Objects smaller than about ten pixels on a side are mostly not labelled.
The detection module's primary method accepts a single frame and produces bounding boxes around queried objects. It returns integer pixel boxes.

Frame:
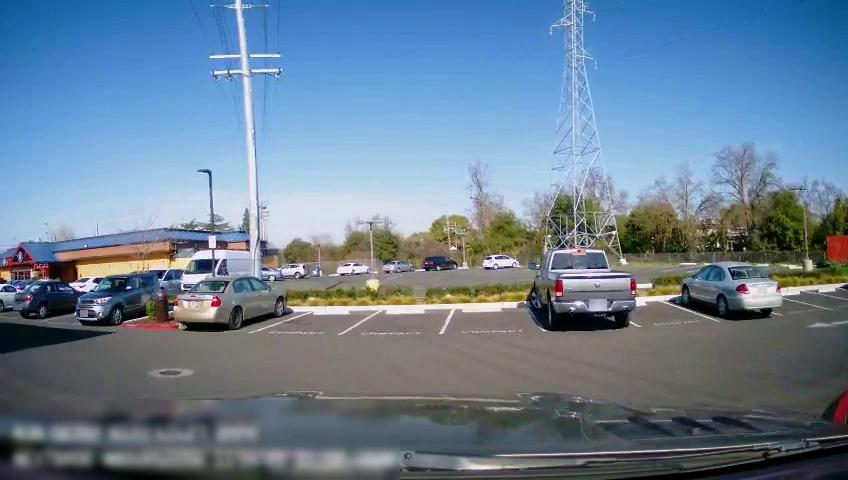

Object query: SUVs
[276,263,307,279]
[152,269,184,296]
[75,271,164,326]
[422,256,458,272]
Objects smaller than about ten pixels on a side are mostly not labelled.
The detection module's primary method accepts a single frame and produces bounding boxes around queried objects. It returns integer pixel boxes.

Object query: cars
[261,266,283,282]
[680,262,785,319]
[337,262,370,276]
[383,260,414,273]
[67,276,104,292]
[13,279,87,319]
[483,254,520,270]
[3,280,33,292]
[0,283,22,311]
[174,275,289,331]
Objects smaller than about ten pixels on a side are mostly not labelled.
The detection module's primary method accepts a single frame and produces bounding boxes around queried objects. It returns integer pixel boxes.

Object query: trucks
[527,248,639,329]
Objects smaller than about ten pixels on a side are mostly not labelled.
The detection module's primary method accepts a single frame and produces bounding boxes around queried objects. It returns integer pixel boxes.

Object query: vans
[180,249,251,294]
